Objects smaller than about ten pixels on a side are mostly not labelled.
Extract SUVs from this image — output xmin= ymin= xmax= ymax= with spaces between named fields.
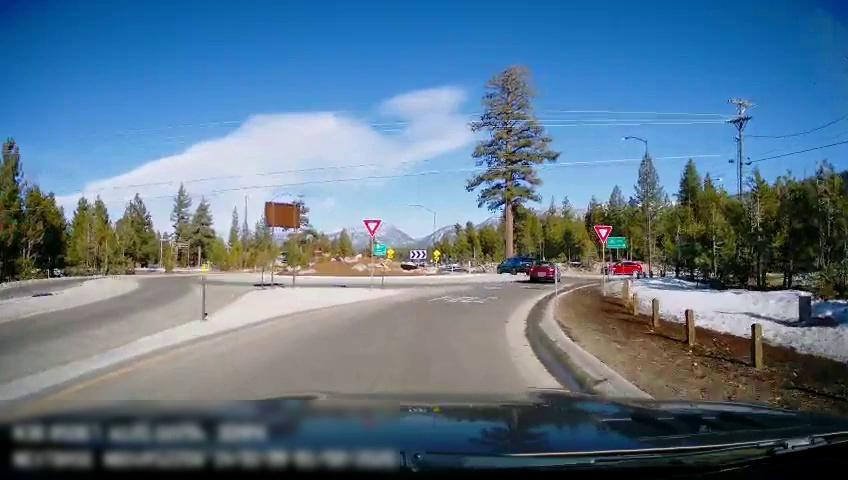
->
xmin=497 ymin=256 xmax=530 ymax=275
xmin=601 ymin=260 xmax=643 ymax=276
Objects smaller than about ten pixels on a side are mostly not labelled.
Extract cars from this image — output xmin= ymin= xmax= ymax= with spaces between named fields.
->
xmin=529 ymin=261 xmax=560 ymax=283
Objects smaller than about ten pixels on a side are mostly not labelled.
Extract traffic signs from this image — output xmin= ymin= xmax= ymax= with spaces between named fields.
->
xmin=361 ymin=218 xmax=383 ymax=238
xmin=373 ymin=241 xmax=387 ymax=257
xmin=607 ymin=237 xmax=629 ymax=249
xmin=594 ymin=225 xmax=614 ymax=243
xmin=409 ymin=249 xmax=427 ymax=259
xmin=200 ymin=263 xmax=210 ymax=281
